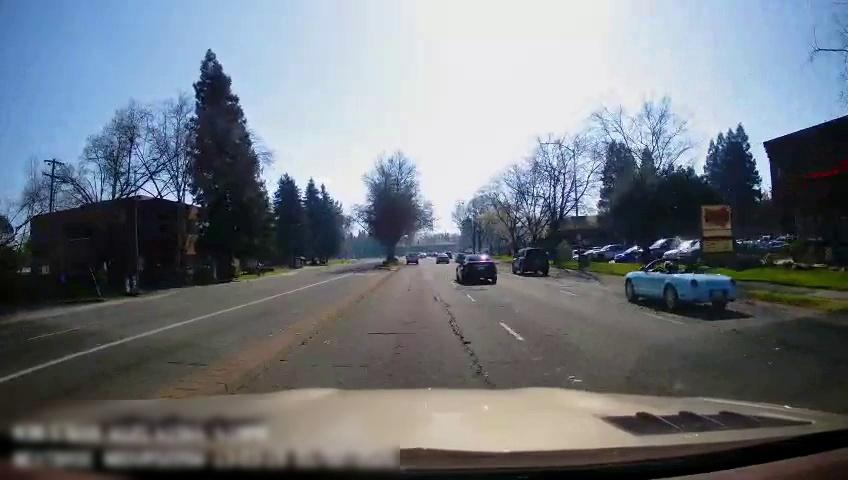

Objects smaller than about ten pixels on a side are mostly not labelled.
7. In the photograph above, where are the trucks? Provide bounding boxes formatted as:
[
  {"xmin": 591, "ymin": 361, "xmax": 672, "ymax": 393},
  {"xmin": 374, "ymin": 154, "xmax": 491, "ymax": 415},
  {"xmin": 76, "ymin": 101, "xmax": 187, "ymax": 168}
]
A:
[{"xmin": 406, "ymin": 252, "xmax": 419, "ymax": 265}]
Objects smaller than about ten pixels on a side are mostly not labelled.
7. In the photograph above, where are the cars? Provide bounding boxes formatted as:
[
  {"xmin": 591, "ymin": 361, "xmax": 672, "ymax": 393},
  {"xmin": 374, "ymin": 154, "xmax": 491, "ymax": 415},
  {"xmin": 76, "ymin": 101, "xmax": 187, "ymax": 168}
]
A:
[
  {"xmin": 623, "ymin": 258, "xmax": 738, "ymax": 313},
  {"xmin": 436, "ymin": 252, "xmax": 450, "ymax": 263},
  {"xmin": 454, "ymin": 251, "xmax": 498, "ymax": 285}
]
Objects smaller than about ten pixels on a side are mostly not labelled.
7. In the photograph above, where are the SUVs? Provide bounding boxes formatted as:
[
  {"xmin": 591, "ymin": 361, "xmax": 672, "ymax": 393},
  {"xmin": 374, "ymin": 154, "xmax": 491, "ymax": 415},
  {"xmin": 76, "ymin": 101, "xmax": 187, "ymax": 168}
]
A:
[{"xmin": 511, "ymin": 248, "xmax": 550, "ymax": 277}]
